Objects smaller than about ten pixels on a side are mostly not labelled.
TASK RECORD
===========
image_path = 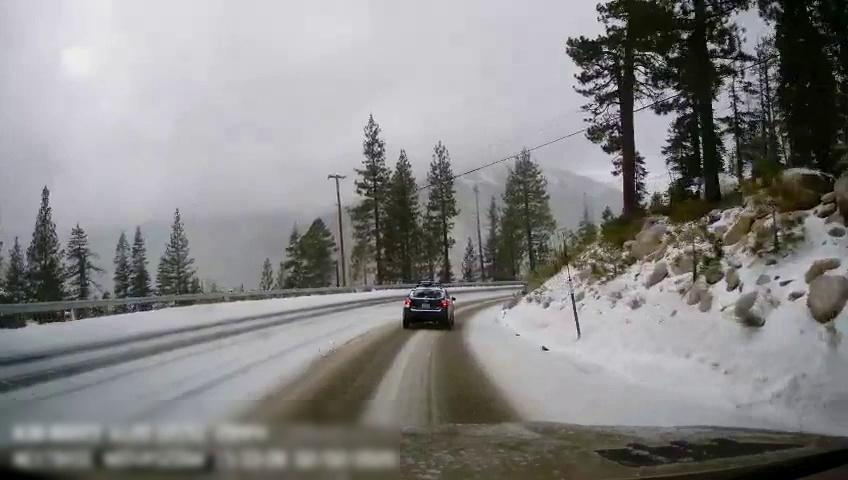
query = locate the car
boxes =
[402,281,456,331]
